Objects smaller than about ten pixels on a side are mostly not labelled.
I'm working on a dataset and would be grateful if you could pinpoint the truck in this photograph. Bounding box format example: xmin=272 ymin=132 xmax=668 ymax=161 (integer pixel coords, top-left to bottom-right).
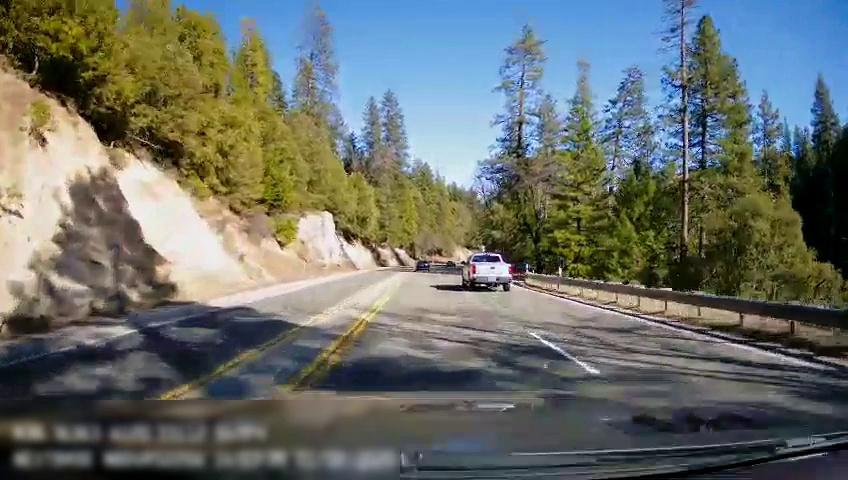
xmin=460 ymin=253 xmax=513 ymax=292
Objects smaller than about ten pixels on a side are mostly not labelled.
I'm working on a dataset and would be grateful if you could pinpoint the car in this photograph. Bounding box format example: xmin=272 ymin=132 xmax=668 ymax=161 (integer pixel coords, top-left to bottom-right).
xmin=415 ymin=260 xmax=431 ymax=272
